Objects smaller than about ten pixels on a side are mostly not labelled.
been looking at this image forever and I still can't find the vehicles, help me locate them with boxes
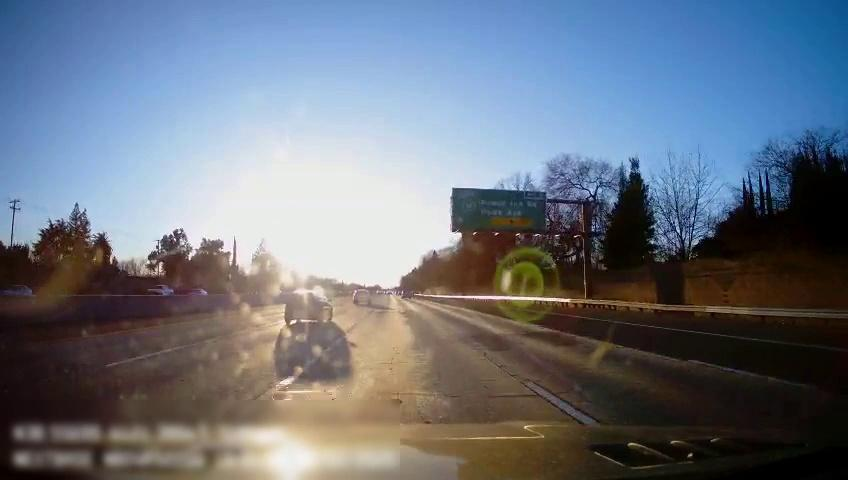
[352,288,373,306]
[147,285,174,296]
[283,290,333,328]
[400,288,412,299]
[187,288,209,295]
[0,285,34,297]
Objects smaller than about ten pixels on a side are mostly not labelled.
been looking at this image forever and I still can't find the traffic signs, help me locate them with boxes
[452,188,548,234]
